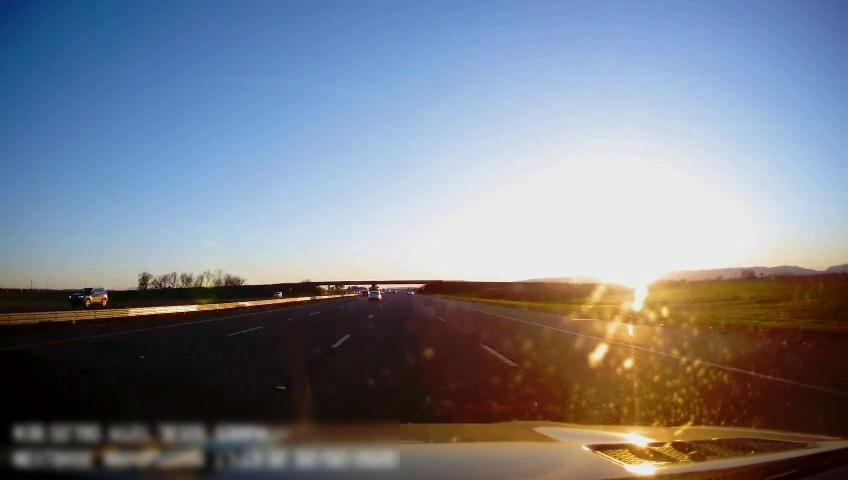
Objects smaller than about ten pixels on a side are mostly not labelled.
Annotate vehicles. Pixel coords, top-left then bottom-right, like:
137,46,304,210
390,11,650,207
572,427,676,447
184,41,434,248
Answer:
68,287,109,308
273,291,283,298
368,290,382,301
